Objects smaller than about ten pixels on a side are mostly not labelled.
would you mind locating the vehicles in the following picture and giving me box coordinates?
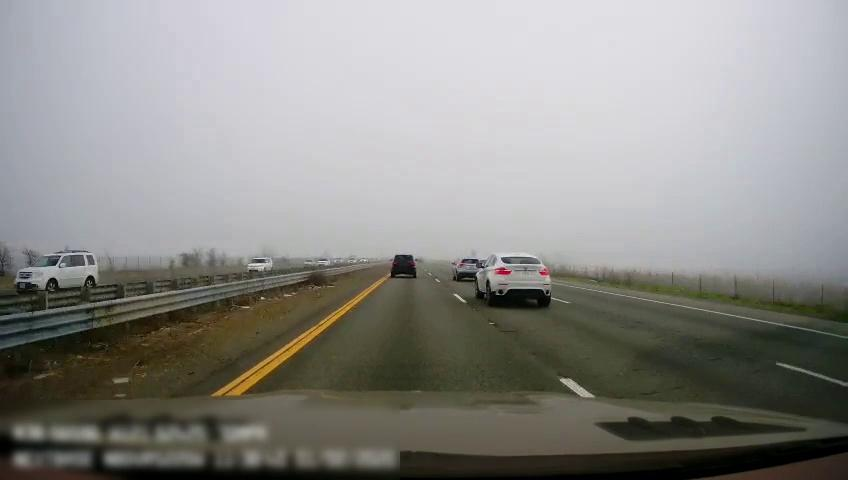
[12,250,100,294]
[358,257,370,264]
[303,259,316,267]
[246,257,274,273]
[347,256,358,265]
[333,257,347,265]
[450,256,485,282]
[472,251,553,307]
[390,254,419,278]
[317,257,331,267]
